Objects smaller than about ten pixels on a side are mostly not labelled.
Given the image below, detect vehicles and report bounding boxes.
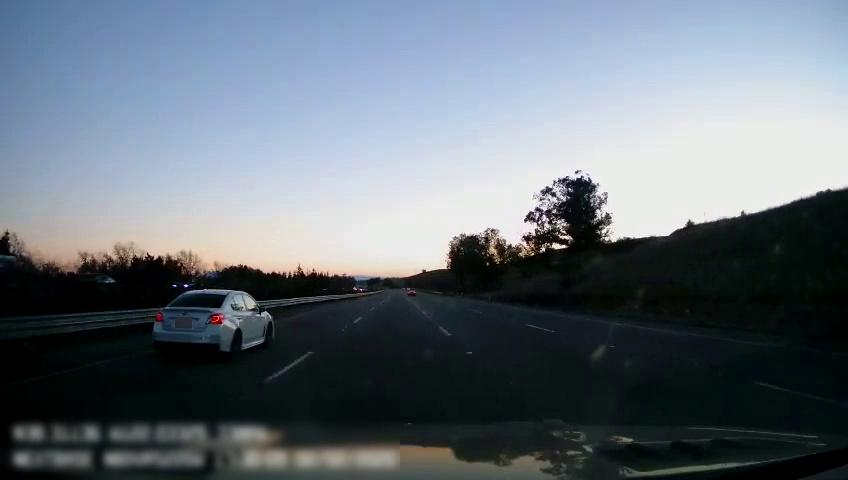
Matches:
[170,277,204,293]
[73,272,118,290]
[150,288,275,364]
